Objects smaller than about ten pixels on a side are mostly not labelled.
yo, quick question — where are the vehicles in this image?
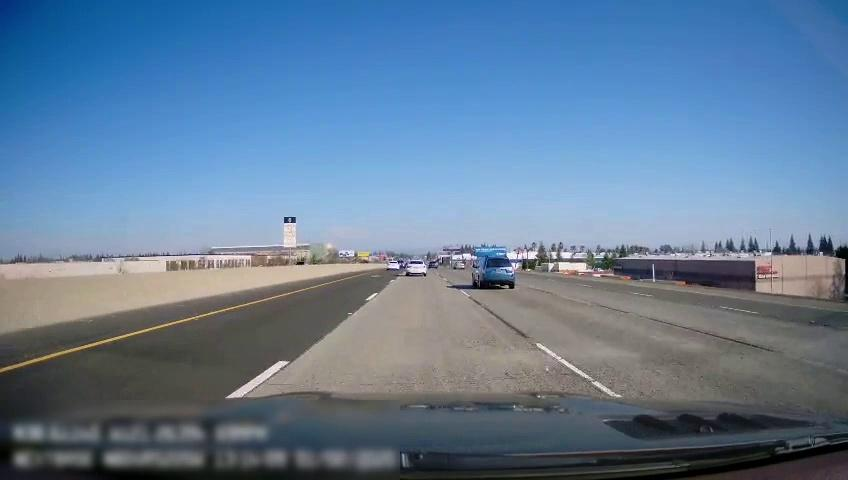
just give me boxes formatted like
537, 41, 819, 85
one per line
404, 259, 427, 278
386, 260, 400, 271
428, 261, 438, 269
453, 261, 465, 270
472, 254, 515, 290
